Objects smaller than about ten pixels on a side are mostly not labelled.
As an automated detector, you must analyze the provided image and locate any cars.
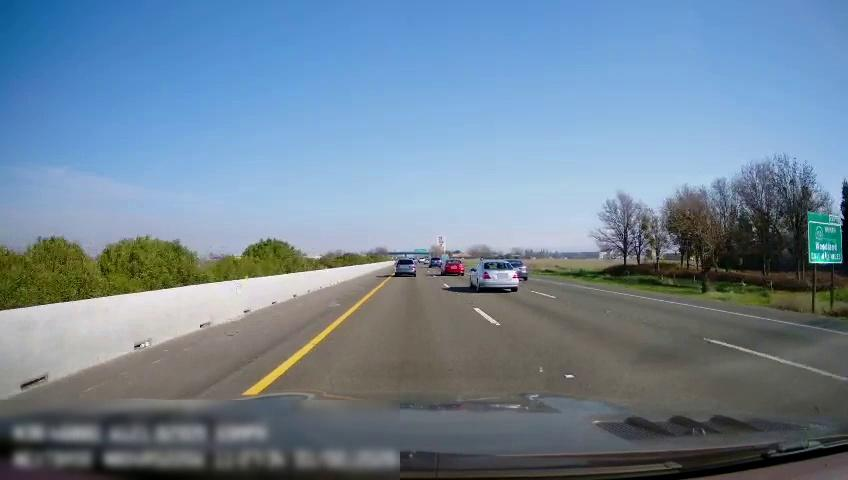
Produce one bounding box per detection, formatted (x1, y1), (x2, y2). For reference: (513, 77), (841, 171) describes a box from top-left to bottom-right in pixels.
(440, 257), (465, 276)
(468, 258), (519, 294)
(509, 258), (530, 281)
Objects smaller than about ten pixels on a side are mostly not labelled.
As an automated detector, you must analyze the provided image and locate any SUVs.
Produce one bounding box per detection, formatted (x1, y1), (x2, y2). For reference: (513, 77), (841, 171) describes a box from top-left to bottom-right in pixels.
(428, 257), (444, 269)
(395, 257), (418, 278)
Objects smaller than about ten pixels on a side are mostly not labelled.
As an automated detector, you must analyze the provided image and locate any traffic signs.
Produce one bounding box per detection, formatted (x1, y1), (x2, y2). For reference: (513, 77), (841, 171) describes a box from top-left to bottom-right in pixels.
(415, 247), (428, 254)
(806, 210), (843, 264)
